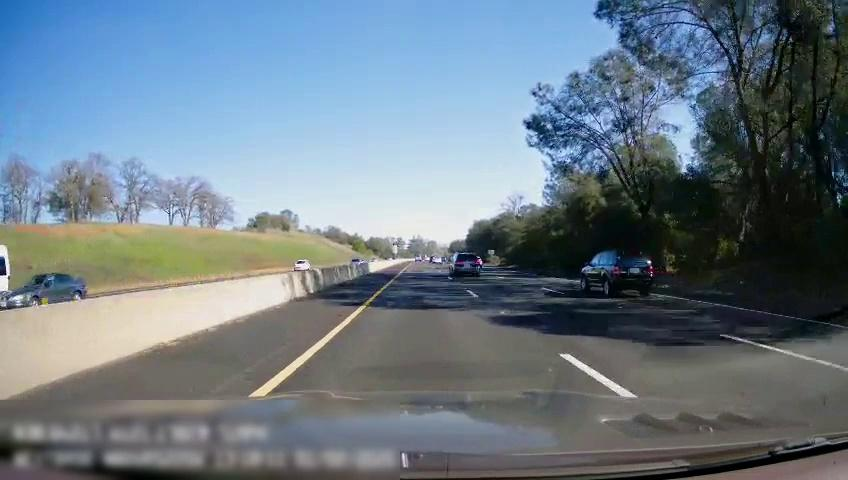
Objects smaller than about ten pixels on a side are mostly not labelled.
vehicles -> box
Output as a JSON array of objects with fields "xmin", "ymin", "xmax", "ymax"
[
  {"xmin": 431, "ymin": 255, "xmax": 442, "ymax": 264},
  {"xmin": 447, "ymin": 252, "xmax": 482, "ymax": 278},
  {"xmin": 579, "ymin": 246, "xmax": 654, "ymax": 298},
  {"xmin": 351, "ymin": 258, "xmax": 364, "ymax": 264},
  {"xmin": 0, "ymin": 244, "xmax": 10, "ymax": 294},
  {"xmin": 293, "ymin": 259, "xmax": 311, "ymax": 272},
  {"xmin": 0, "ymin": 272, "xmax": 88, "ymax": 310}
]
